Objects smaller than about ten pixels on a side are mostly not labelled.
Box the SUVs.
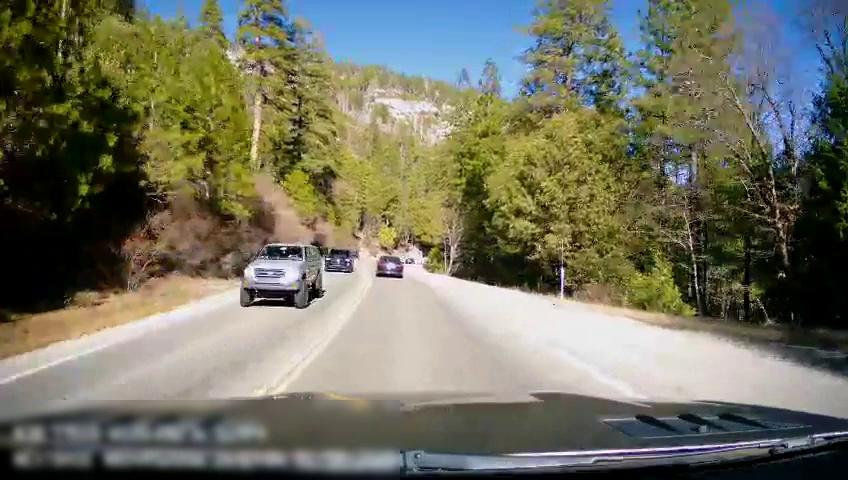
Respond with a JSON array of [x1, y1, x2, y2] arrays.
[[239, 242, 323, 309]]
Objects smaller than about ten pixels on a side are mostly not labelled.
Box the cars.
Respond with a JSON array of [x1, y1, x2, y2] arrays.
[[375, 254, 405, 279], [324, 248, 355, 273]]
